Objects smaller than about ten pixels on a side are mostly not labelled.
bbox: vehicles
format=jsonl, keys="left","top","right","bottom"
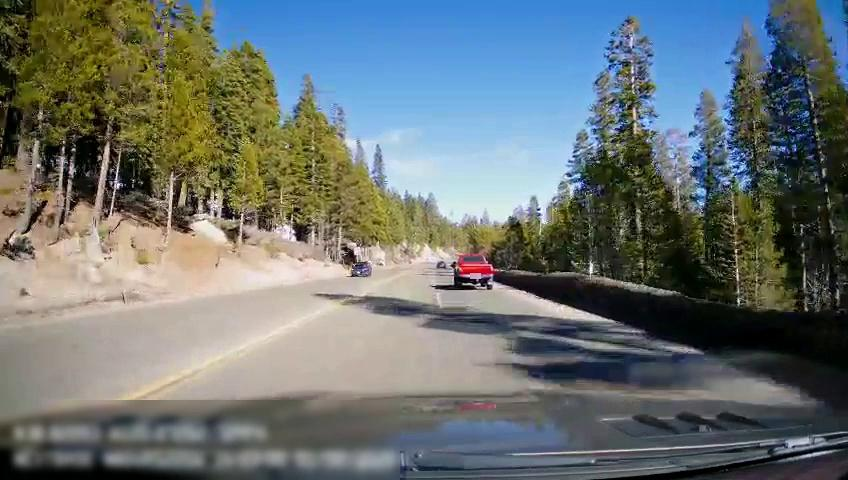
{"left": 350, "top": 260, "right": 373, "bottom": 278}
{"left": 436, "top": 259, "right": 448, "bottom": 269}
{"left": 450, "top": 253, "right": 495, "bottom": 290}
